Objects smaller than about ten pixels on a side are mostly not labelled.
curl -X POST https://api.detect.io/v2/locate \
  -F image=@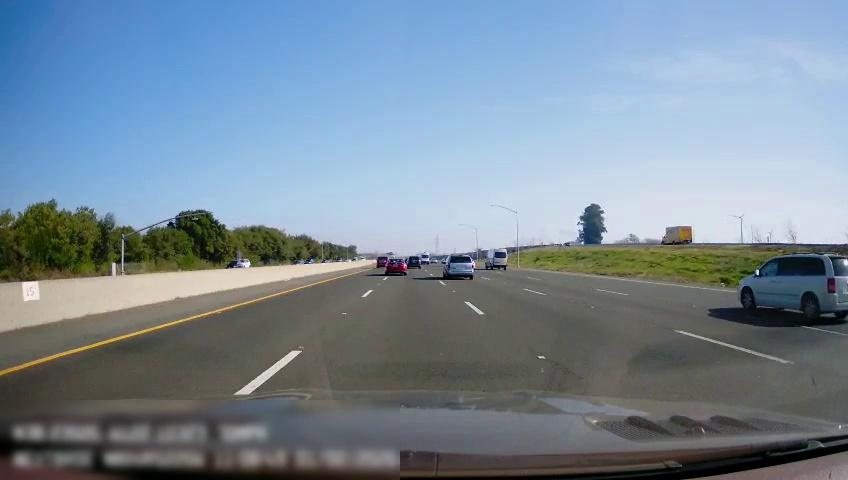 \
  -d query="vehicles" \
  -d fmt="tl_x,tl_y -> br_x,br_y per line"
484,247 -> 508,271
661,225 -> 693,246
420,252 -> 430,265
376,256 -> 389,269
304,257 -> 316,265
238,258 -> 251,268
442,254 -> 475,281
383,258 -> 409,277
736,251 -> 848,324
224,260 -> 245,270
292,257 -> 305,265
407,256 -> 422,270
